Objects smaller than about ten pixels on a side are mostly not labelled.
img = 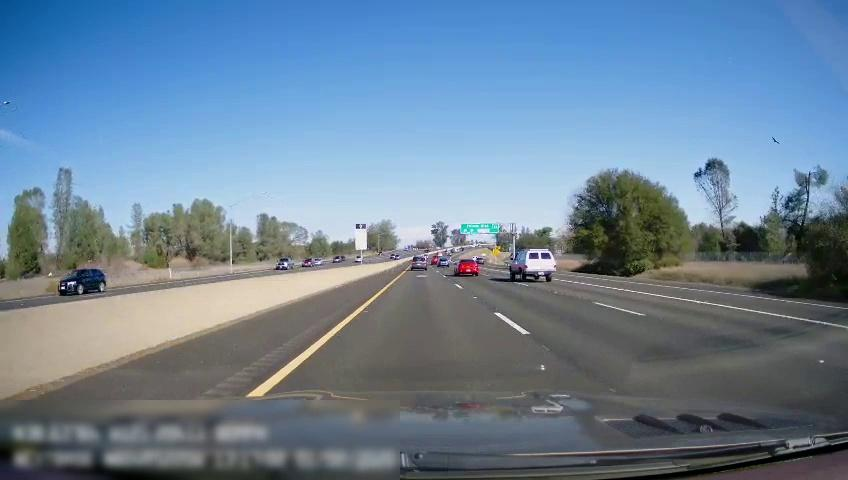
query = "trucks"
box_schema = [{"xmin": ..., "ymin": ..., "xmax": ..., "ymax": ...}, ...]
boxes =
[{"xmin": 275, "ymin": 257, "xmax": 295, "ymax": 271}]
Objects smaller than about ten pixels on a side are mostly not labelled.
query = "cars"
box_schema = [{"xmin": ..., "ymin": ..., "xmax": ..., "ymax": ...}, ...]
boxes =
[
  {"xmin": 453, "ymin": 259, "xmax": 480, "ymax": 277},
  {"xmin": 436, "ymin": 257, "xmax": 450, "ymax": 268}
]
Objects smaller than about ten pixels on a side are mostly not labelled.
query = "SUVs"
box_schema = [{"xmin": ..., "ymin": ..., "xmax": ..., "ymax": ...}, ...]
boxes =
[
  {"xmin": 509, "ymin": 248, "xmax": 557, "ymax": 282},
  {"xmin": 57, "ymin": 268, "xmax": 107, "ymax": 297},
  {"xmin": 410, "ymin": 256, "xmax": 428, "ymax": 271}
]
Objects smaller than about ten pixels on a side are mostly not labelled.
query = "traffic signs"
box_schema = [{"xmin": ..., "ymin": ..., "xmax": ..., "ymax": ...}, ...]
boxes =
[
  {"xmin": 460, "ymin": 223, "xmax": 500, "ymax": 234},
  {"xmin": 354, "ymin": 223, "xmax": 367, "ymax": 251}
]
